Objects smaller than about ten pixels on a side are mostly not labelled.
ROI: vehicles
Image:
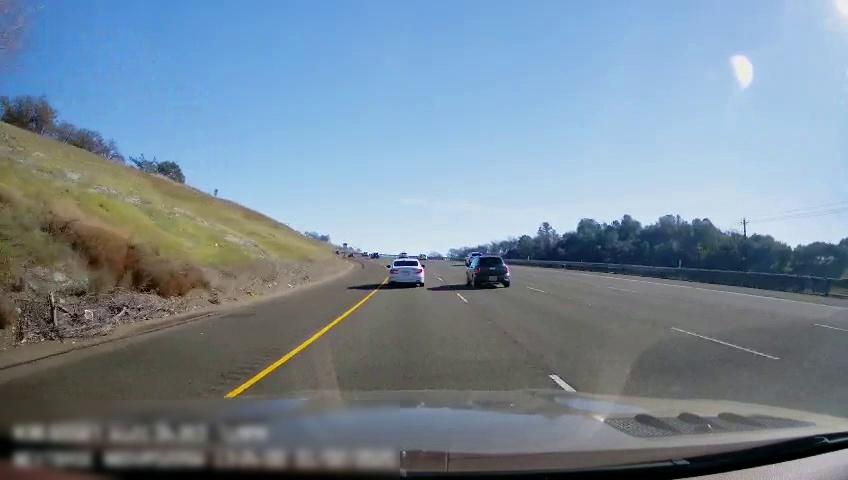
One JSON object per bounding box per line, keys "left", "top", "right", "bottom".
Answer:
{"left": 464, "top": 253, "right": 483, "bottom": 268}
{"left": 466, "top": 256, "right": 510, "bottom": 289}
{"left": 416, "top": 253, "right": 429, "bottom": 261}
{"left": 396, "top": 252, "right": 408, "bottom": 260}
{"left": 386, "top": 259, "right": 426, "bottom": 287}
